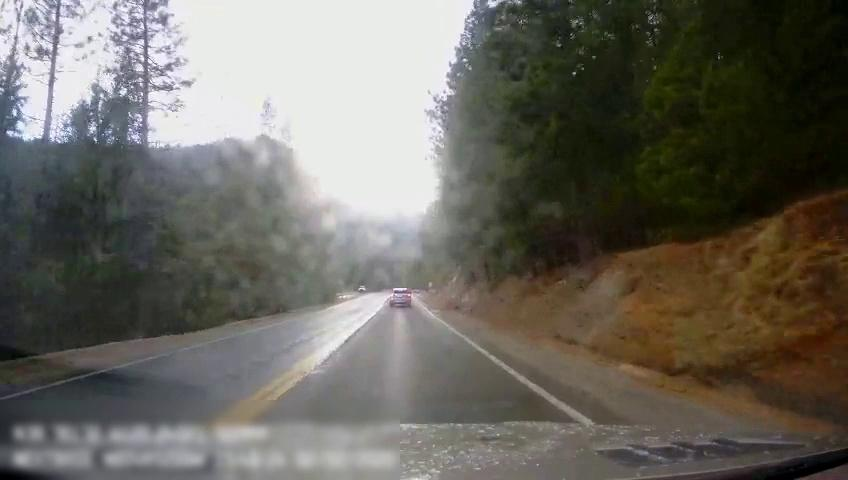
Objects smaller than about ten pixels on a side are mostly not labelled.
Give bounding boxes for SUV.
[389,288,411,306]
